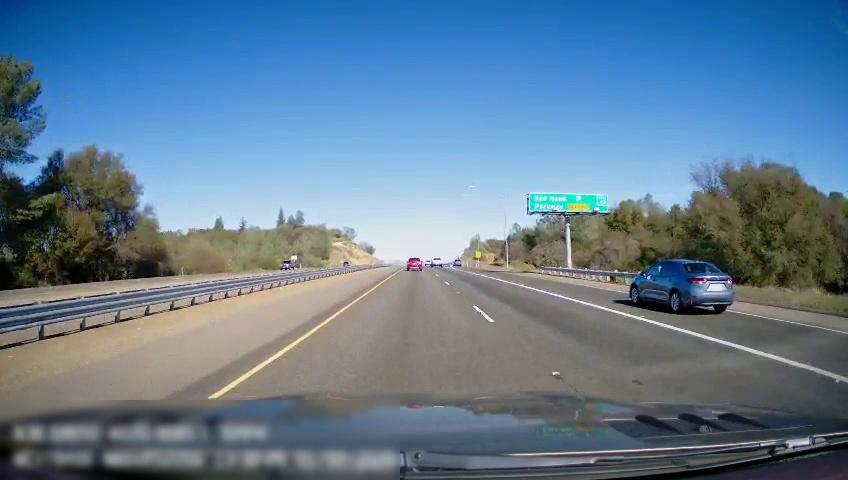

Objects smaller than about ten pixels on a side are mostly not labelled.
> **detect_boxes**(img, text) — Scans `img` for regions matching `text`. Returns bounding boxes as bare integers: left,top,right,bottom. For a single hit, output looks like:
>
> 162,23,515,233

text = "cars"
406,257,423,271
629,259,734,314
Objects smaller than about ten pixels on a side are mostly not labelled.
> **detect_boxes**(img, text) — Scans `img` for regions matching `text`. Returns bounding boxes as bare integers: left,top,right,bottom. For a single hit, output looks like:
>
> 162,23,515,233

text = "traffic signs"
528,191,609,214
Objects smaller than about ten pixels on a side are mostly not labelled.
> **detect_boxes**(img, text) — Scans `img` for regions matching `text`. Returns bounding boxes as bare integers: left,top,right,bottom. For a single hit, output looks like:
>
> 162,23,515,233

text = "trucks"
431,258,442,267
279,259,298,271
